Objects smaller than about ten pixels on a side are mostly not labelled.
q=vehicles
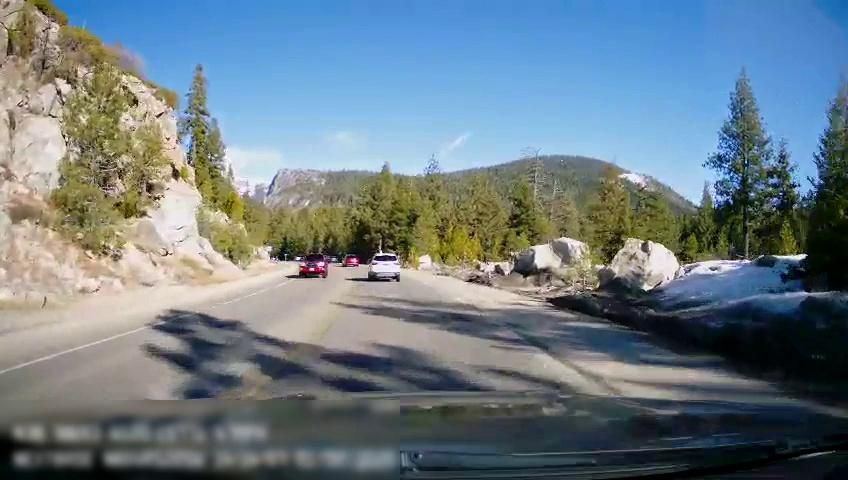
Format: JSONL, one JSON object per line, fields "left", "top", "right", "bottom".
{"left": 341, "top": 253, "right": 360, "bottom": 268}
{"left": 367, "top": 252, "right": 401, "bottom": 283}
{"left": 299, "top": 253, "right": 329, "bottom": 279}
{"left": 326, "top": 255, "right": 339, "bottom": 264}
